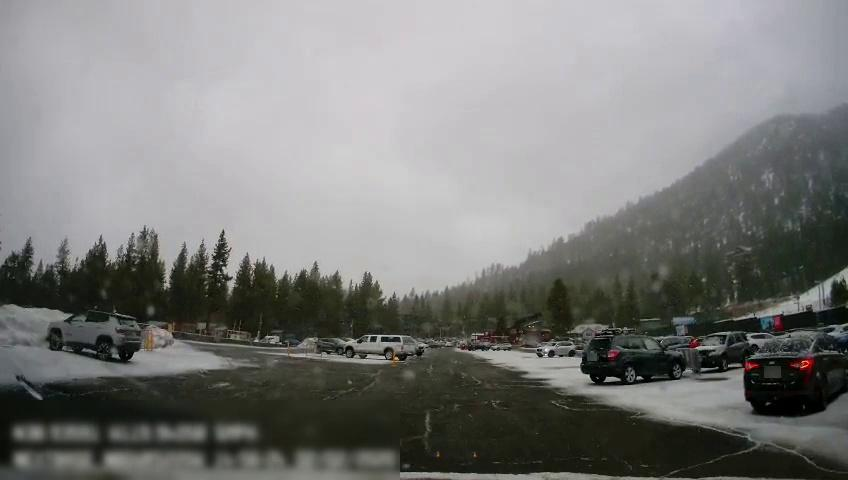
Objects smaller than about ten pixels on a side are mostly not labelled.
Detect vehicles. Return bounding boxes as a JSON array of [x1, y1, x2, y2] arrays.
[[48, 309, 144, 363], [416, 345, 424, 357], [344, 334, 417, 361], [579, 335, 687, 385], [655, 336, 691, 364], [535, 341, 577, 359], [689, 331, 751, 375], [490, 342, 513, 351], [314, 338, 343, 354], [745, 332, 774, 354], [743, 330, 848, 415], [819, 323, 848, 343]]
